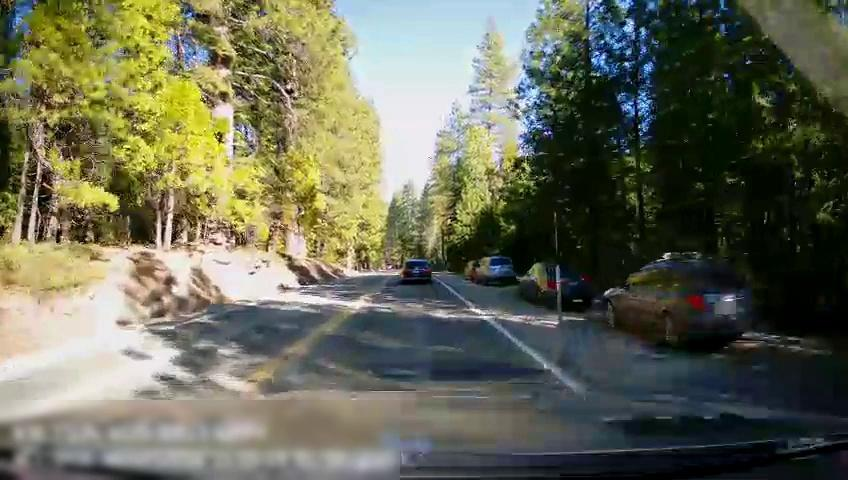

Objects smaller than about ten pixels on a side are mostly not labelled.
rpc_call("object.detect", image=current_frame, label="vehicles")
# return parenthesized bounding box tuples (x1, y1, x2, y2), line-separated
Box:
(471, 255, 515, 285)
(517, 260, 594, 309)
(400, 258, 433, 284)
(601, 250, 756, 349)
(464, 258, 480, 281)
